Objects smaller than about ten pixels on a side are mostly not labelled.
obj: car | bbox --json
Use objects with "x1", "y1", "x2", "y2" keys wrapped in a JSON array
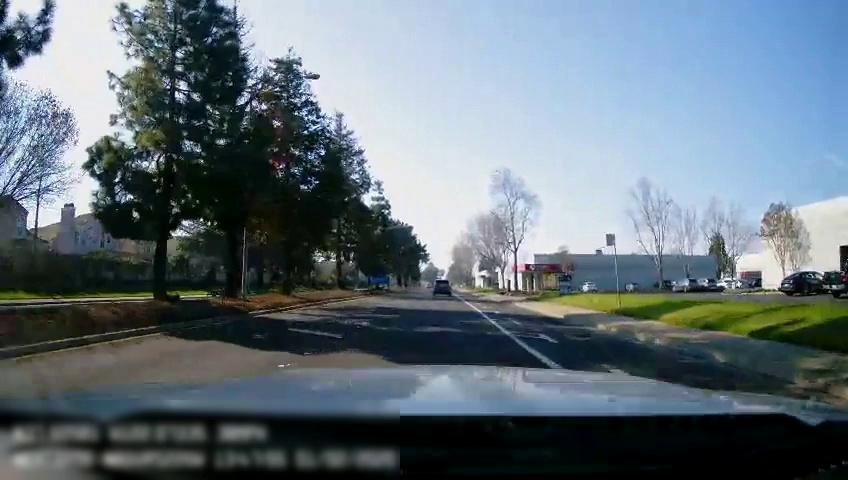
[{"x1": 777, "y1": 271, "x2": 823, "y2": 296}]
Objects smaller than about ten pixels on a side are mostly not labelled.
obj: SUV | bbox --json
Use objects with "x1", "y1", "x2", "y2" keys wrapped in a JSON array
[{"x1": 432, "y1": 280, "x2": 452, "y2": 297}]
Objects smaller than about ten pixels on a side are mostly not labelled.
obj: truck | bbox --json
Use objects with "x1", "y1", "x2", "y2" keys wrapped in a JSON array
[{"x1": 822, "y1": 263, "x2": 848, "y2": 299}]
